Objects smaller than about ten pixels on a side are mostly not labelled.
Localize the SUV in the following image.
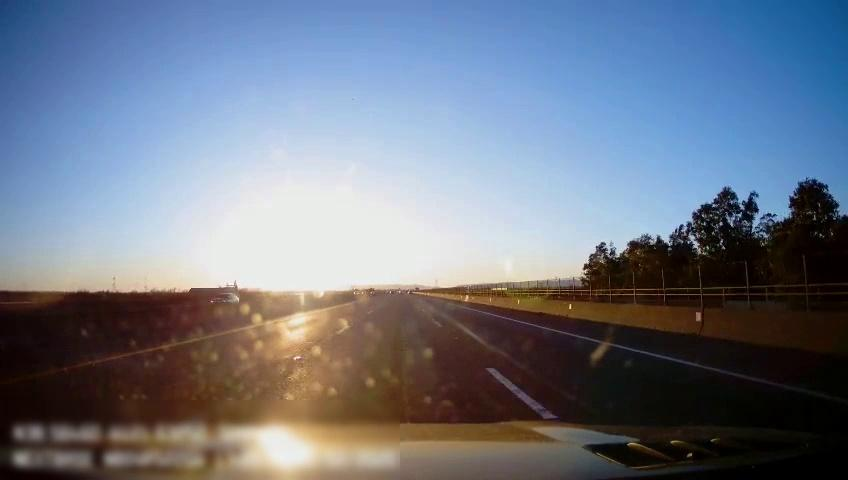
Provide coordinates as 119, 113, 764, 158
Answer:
207, 292, 240, 305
